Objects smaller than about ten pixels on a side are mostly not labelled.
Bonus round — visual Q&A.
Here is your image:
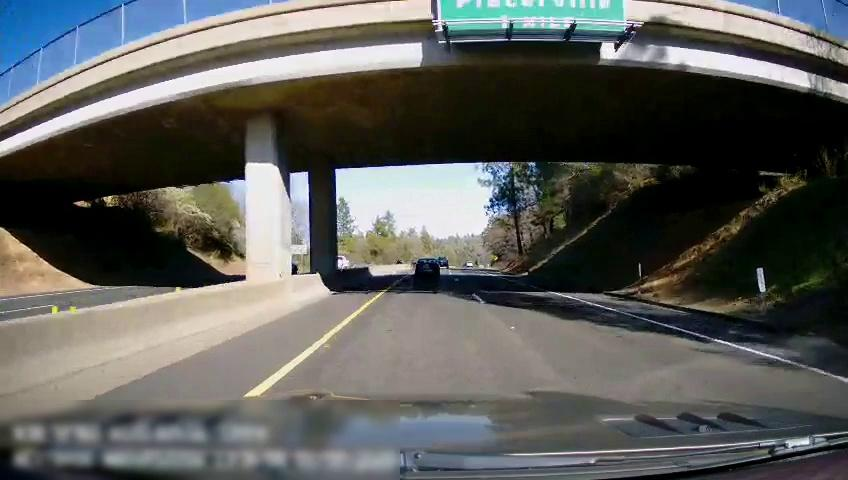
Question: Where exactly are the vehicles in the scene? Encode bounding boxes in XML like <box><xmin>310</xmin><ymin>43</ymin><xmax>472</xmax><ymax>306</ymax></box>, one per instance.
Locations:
<box><xmin>336</xmin><ymin>256</ymin><xmax>350</xmax><ymax>269</ymax></box>
<box><xmin>437</xmin><ymin>256</ymin><xmax>449</xmax><ymax>270</ymax></box>
<box><xmin>414</xmin><ymin>257</ymin><xmax>440</xmax><ymax>278</ymax></box>
<box><xmin>291</xmin><ymin>257</ymin><xmax>299</xmax><ymax>275</ymax></box>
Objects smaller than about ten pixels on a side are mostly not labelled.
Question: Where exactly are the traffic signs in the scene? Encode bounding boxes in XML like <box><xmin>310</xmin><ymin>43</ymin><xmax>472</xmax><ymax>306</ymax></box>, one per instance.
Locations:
<box><xmin>436</xmin><ymin>0</ymin><xmax>627</xmax><ymax>36</ymax></box>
